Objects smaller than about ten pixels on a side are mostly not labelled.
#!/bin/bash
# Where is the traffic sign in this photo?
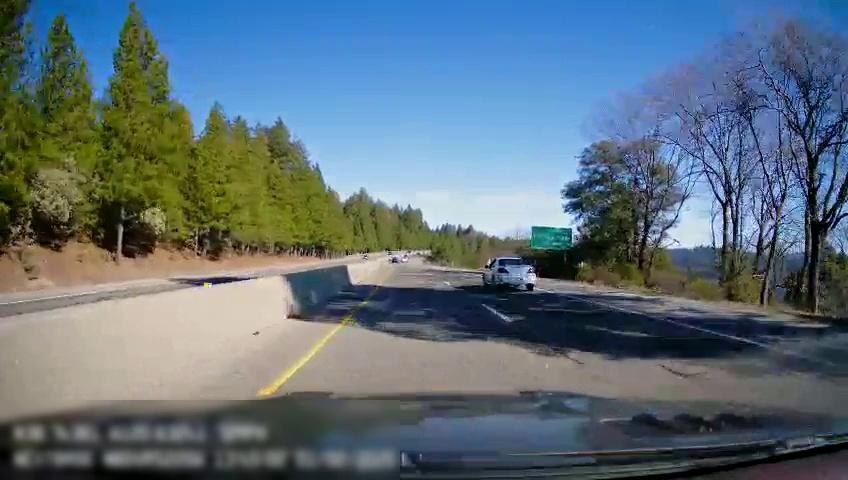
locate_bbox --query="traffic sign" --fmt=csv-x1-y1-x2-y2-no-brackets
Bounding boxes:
530,226,573,250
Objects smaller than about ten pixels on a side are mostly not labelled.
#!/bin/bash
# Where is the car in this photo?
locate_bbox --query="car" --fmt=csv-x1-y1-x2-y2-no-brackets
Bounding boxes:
482,256,536,292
